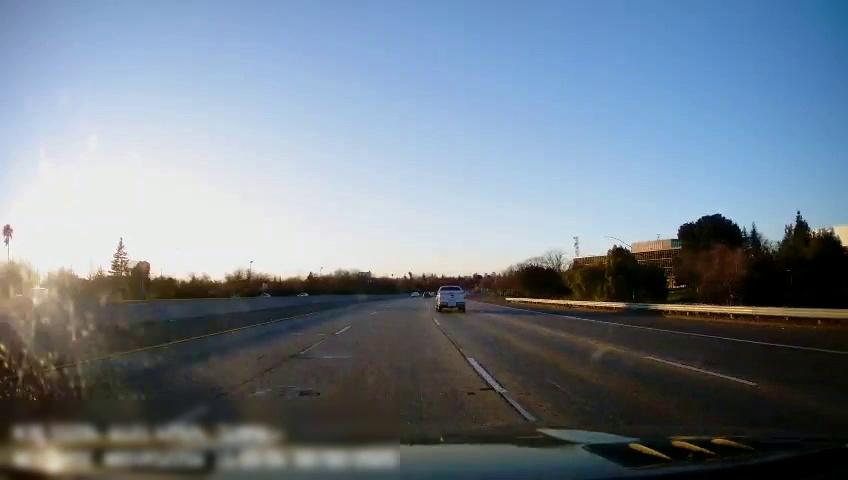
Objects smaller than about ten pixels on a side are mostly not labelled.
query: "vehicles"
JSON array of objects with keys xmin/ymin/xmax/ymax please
[
  {"xmin": 434, "ymin": 286, "xmax": 468, "ymax": 314},
  {"xmin": 410, "ymin": 291, "xmax": 420, "ymax": 299},
  {"xmin": 296, "ymin": 292, "xmax": 309, "ymax": 297},
  {"xmin": 423, "ymin": 291, "xmax": 433, "ymax": 299}
]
